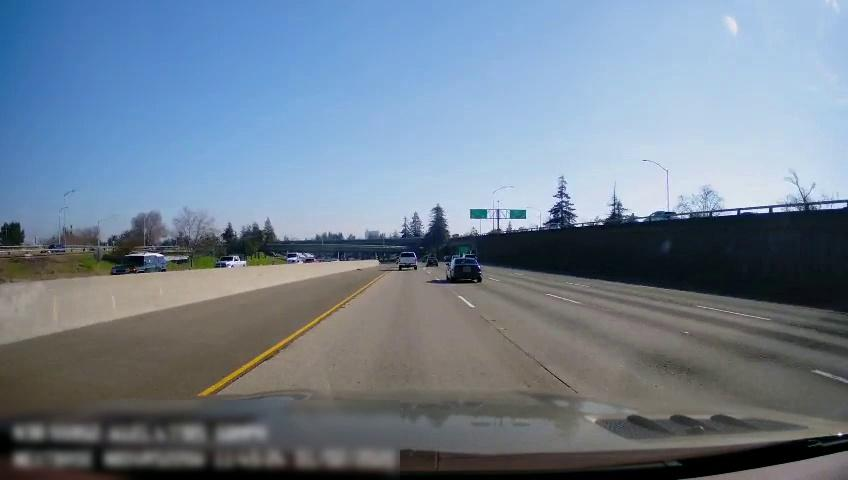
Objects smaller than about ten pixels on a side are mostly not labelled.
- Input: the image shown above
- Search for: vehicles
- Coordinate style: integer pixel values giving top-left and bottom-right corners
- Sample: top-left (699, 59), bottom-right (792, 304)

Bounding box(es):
top-left (397, 251), bottom-right (418, 270)
top-left (642, 210), bottom-right (680, 222)
top-left (109, 252), bottom-right (169, 277)
top-left (286, 252), bottom-right (316, 264)
top-left (446, 257), bottom-right (482, 283)
top-left (426, 256), bottom-right (439, 267)
top-left (302, 257), bottom-right (318, 264)
top-left (39, 244), bottom-right (66, 256)
top-left (215, 255), bottom-right (248, 269)
top-left (462, 253), bottom-right (477, 261)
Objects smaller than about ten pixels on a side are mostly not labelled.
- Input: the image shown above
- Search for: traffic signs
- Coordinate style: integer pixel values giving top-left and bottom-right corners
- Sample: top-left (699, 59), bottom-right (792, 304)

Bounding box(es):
top-left (469, 208), bottom-right (488, 220)
top-left (509, 209), bottom-right (527, 220)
